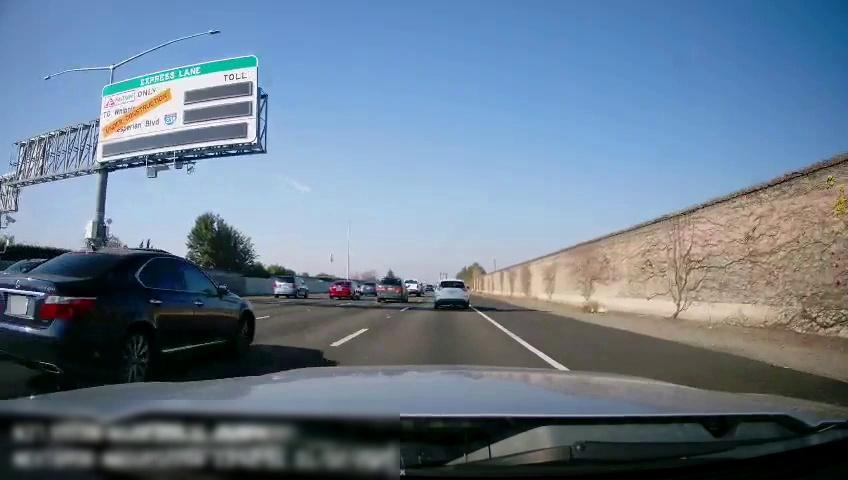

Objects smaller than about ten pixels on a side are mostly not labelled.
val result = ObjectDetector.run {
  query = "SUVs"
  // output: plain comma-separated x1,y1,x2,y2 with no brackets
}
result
434,279,471,309
376,277,409,303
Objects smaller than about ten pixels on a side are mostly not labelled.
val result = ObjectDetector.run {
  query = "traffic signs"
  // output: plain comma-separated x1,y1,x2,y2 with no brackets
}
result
96,54,260,164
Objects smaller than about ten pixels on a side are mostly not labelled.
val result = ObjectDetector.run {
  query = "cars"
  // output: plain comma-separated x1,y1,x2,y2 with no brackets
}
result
359,282,378,296
0,259,50,276
328,280,361,300
0,247,257,385
273,275,309,298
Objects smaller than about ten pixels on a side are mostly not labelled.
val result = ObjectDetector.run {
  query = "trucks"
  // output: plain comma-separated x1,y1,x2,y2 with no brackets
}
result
403,279,421,297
